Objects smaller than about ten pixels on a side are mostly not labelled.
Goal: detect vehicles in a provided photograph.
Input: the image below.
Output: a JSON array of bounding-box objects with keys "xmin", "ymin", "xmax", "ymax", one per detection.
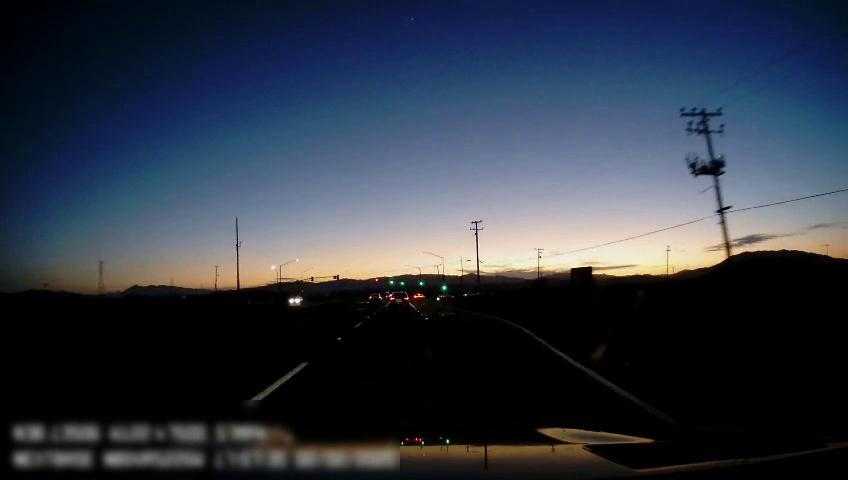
[
  {"xmin": 389, "ymin": 291, "xmax": 410, "ymax": 310},
  {"xmin": 368, "ymin": 292, "xmax": 383, "ymax": 304},
  {"xmin": 287, "ymin": 294, "xmax": 304, "ymax": 307},
  {"xmin": 413, "ymin": 292, "xmax": 426, "ymax": 299},
  {"xmin": 462, "ymin": 290, "xmax": 480, "ymax": 297},
  {"xmin": 438, "ymin": 292, "xmax": 454, "ymax": 299}
]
